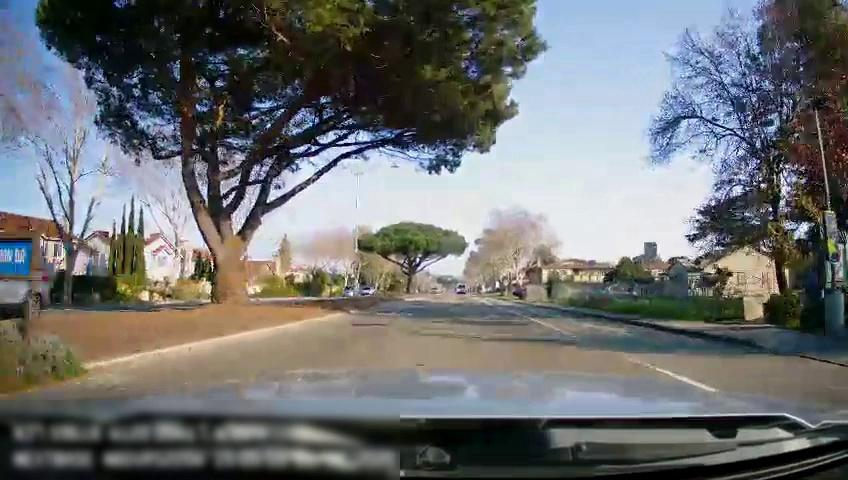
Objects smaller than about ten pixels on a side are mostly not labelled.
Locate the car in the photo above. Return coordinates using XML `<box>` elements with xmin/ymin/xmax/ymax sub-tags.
<box><xmin>359</xmin><ymin>287</ymin><xmax>375</xmax><ymax>297</ymax></box>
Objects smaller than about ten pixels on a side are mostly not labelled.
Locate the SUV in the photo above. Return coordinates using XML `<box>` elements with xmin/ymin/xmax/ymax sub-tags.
<box><xmin>0</xmin><ymin>243</ymin><xmax>51</xmax><ymax>323</ymax></box>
